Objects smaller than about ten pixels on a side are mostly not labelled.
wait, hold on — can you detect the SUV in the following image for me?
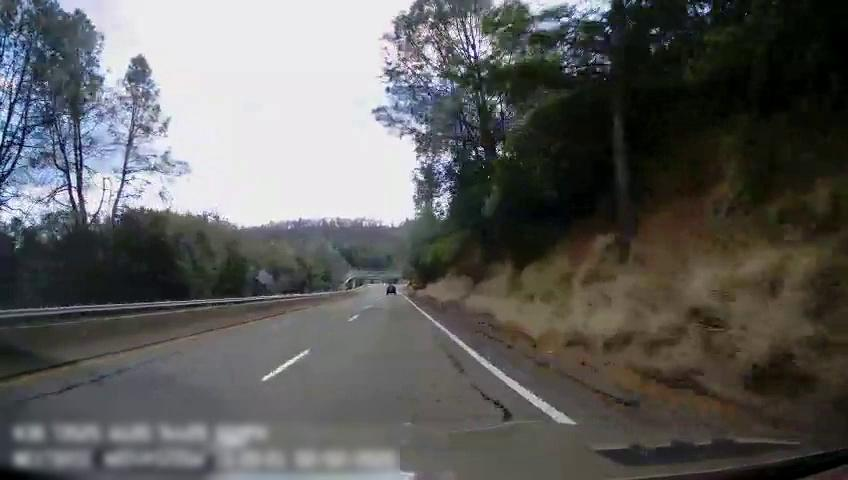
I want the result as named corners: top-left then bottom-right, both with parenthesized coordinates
top-left (386, 285), bottom-right (397, 296)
